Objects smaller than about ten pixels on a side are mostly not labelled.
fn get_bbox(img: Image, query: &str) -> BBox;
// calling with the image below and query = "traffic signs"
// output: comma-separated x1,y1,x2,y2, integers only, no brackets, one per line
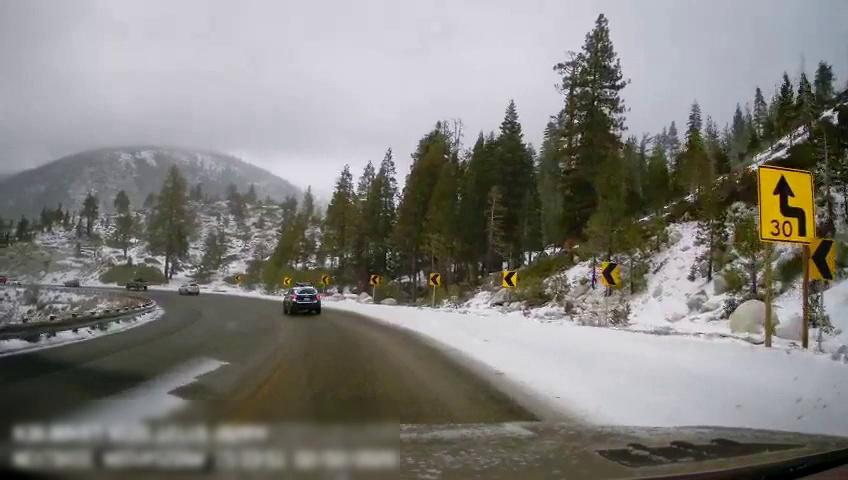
757,163,817,244
370,274,382,285
429,273,441,286
502,270,518,289
809,237,838,280
601,261,621,286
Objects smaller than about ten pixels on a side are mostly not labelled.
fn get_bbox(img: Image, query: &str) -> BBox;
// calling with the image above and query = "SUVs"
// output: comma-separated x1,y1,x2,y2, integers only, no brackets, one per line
282,282,322,318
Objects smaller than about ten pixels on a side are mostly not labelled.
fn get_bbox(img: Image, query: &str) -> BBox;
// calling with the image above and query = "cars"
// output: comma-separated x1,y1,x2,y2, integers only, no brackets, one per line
178,282,200,296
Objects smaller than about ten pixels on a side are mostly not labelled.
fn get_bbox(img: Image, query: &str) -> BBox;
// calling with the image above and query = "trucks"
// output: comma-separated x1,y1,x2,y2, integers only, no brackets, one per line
126,277,149,291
